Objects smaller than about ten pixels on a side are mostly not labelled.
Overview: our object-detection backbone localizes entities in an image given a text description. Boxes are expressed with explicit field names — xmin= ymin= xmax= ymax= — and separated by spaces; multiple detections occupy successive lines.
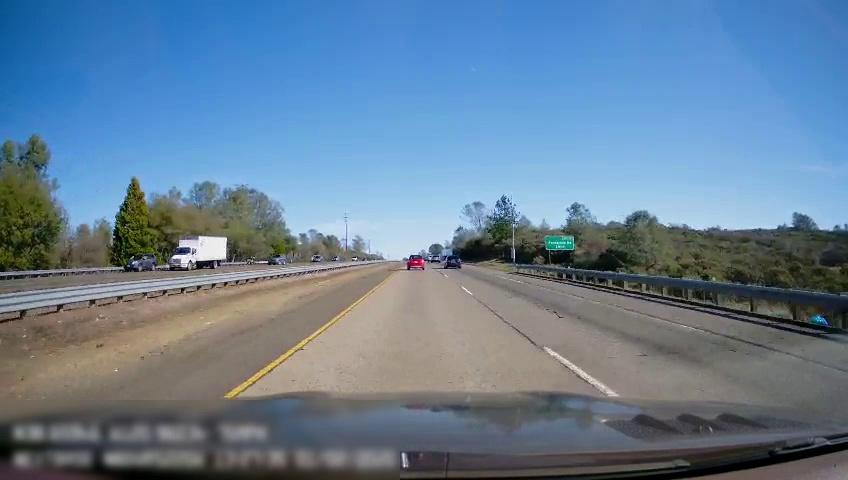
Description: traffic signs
xmin=544 ymin=234 xmax=576 ymax=251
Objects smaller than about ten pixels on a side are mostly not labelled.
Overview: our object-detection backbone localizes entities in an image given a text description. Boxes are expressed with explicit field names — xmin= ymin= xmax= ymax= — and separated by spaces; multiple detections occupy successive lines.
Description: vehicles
xmin=430 ymin=255 xmax=441 ymax=263
xmin=311 ymin=255 xmax=321 ymax=263
xmin=440 ymin=250 xmax=451 ymax=255
xmin=269 ymin=254 xmax=287 ymax=266
xmin=443 ymin=254 xmax=462 ymax=270
xmin=124 ymin=252 xmax=158 ymax=273
xmin=405 ymin=253 xmax=426 ymax=271
xmin=168 ymin=235 xmax=228 ymax=271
